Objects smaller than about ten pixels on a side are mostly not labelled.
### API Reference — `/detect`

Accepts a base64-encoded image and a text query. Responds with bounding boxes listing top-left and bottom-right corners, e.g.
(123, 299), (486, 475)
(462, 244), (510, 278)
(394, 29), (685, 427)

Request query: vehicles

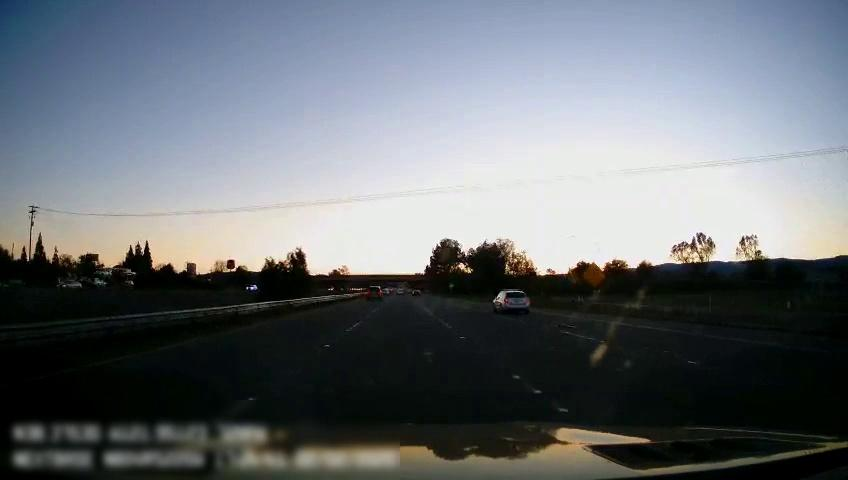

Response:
(492, 291), (531, 317)
(246, 284), (259, 292)
(56, 280), (82, 290)
(367, 286), (383, 300)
